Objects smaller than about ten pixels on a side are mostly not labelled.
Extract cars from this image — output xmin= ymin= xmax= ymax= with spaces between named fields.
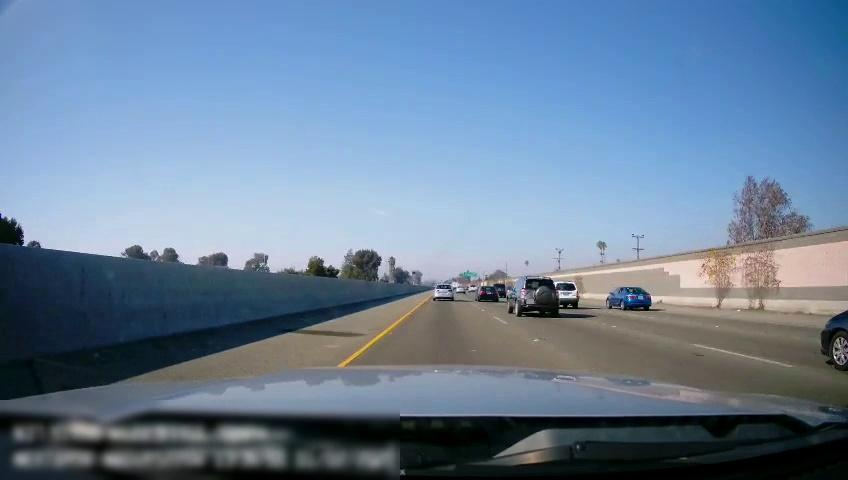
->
xmin=475 ymin=286 xmax=499 ymax=302
xmin=605 ymin=287 xmax=652 ymax=311
xmin=819 ymin=308 xmax=848 ymax=371
xmin=432 ymin=284 xmax=456 ymax=301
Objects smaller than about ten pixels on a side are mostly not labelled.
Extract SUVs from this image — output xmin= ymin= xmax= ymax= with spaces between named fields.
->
xmin=493 ymin=284 xmax=507 ymax=298
xmin=507 ymin=277 xmax=559 ymax=317
xmin=554 ymin=282 xmax=579 ymax=308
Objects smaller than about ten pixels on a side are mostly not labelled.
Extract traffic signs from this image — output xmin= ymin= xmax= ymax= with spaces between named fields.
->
xmin=465 ymin=271 xmax=479 ymax=278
